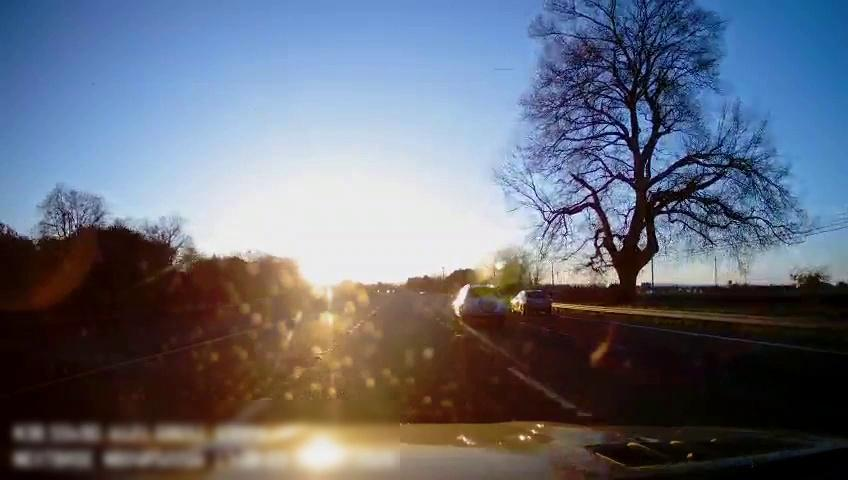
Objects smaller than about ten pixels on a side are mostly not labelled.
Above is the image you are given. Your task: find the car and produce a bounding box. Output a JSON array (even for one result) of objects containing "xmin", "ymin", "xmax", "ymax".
[{"xmin": 510, "ymin": 290, "xmax": 552, "ymax": 317}]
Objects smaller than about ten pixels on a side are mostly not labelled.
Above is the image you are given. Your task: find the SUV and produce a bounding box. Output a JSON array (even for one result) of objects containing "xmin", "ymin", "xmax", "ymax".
[{"xmin": 450, "ymin": 285, "xmax": 506, "ymax": 326}]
